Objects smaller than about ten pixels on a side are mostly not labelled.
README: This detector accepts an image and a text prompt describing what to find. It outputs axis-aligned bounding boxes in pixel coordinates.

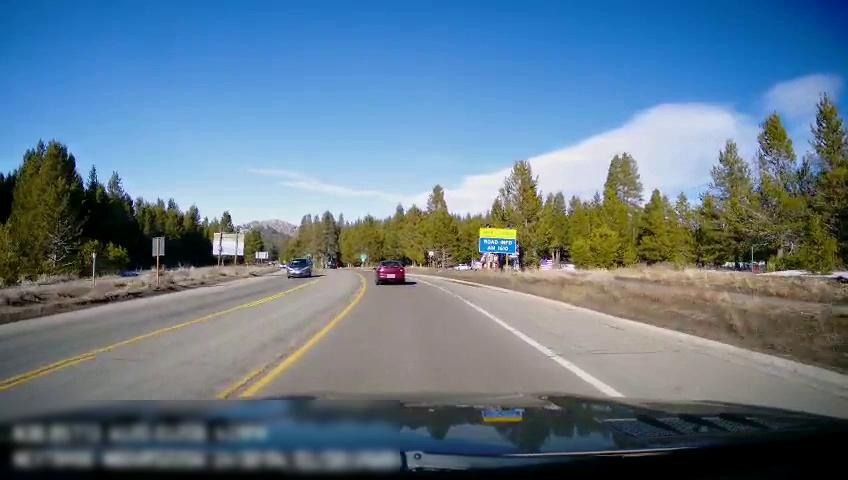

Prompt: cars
[372,260,406,285]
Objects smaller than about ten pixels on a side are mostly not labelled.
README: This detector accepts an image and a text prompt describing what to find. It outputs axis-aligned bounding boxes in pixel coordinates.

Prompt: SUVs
[287,258,313,279]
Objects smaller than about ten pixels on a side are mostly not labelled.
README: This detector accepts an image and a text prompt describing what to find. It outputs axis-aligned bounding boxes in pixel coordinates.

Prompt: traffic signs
[479,227,517,255]
[151,237,165,257]
[213,231,244,257]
